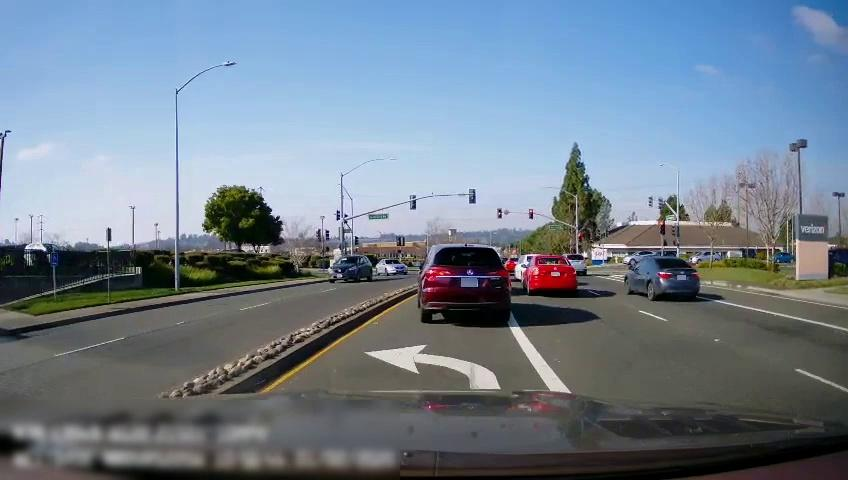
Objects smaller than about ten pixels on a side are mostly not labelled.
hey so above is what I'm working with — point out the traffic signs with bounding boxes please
[368,213,389,221]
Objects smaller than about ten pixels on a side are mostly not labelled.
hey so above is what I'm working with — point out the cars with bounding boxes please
[621,251,656,266]
[622,254,702,301]
[521,255,577,298]
[374,257,409,278]
[689,248,723,266]
[513,254,534,282]
[769,251,794,263]
[505,256,517,272]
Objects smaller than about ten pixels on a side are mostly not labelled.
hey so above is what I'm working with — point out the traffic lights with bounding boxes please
[408,194,417,211]
[354,235,359,246]
[660,219,667,235]
[335,210,341,222]
[324,229,329,240]
[496,207,504,219]
[401,236,406,247]
[396,236,402,247]
[657,198,666,210]
[468,188,477,204]
[647,197,656,209]
[316,229,321,240]
[529,208,535,219]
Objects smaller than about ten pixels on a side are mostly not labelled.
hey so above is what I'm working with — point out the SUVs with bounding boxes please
[327,254,374,283]
[416,244,511,322]
[565,252,589,275]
